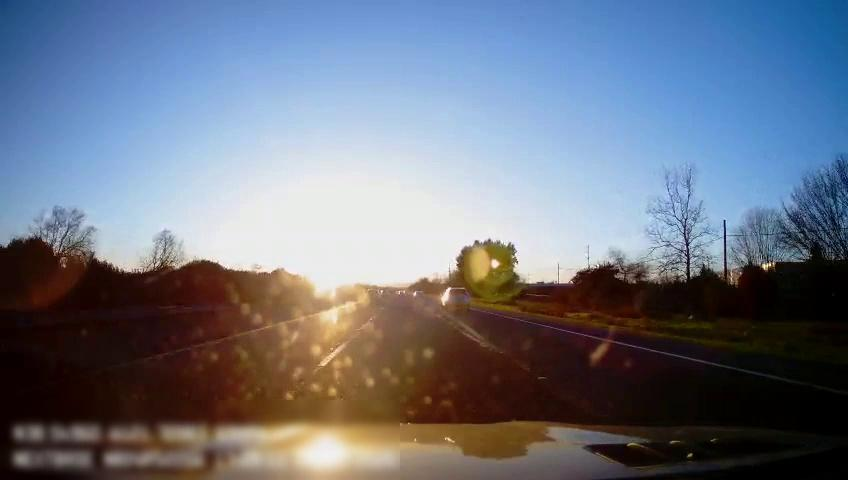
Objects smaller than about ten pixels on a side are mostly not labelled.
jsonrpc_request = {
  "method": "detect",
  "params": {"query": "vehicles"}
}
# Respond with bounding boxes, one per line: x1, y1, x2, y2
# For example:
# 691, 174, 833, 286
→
366, 289, 380, 301
441, 286, 471, 312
